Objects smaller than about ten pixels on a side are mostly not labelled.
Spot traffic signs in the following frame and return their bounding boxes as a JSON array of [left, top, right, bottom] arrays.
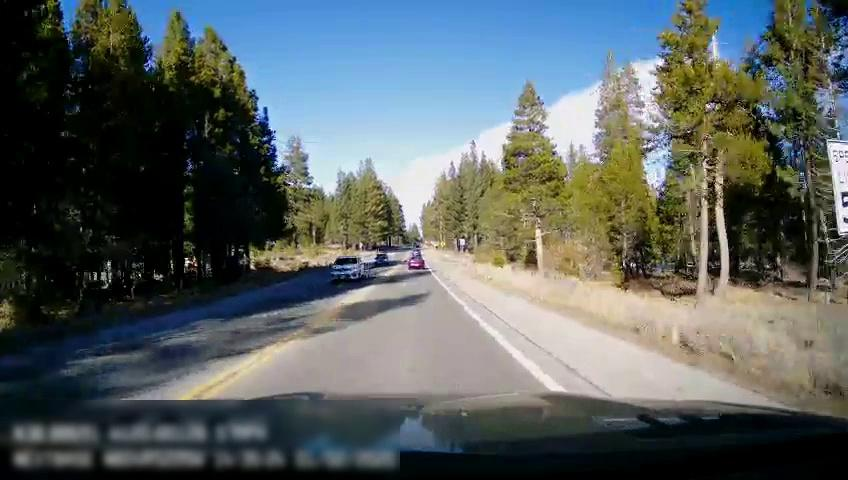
[[827, 139, 848, 237]]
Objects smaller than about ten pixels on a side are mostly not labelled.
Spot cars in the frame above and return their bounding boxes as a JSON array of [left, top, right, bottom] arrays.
[[373, 252, 390, 266], [407, 254, 426, 270]]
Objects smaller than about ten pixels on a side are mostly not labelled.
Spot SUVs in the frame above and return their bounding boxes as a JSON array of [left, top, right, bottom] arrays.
[[327, 256, 366, 284]]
